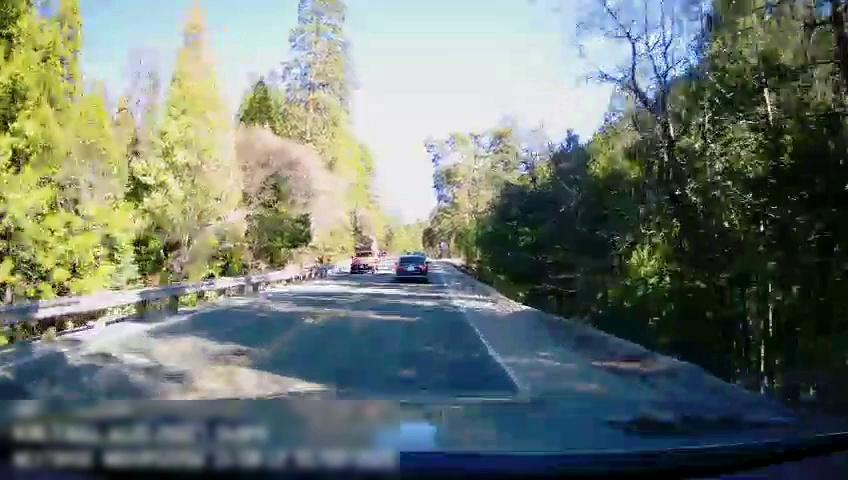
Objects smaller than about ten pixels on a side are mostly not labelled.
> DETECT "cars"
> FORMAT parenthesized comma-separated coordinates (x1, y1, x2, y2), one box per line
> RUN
(350, 250, 379, 274)
(394, 255, 429, 284)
